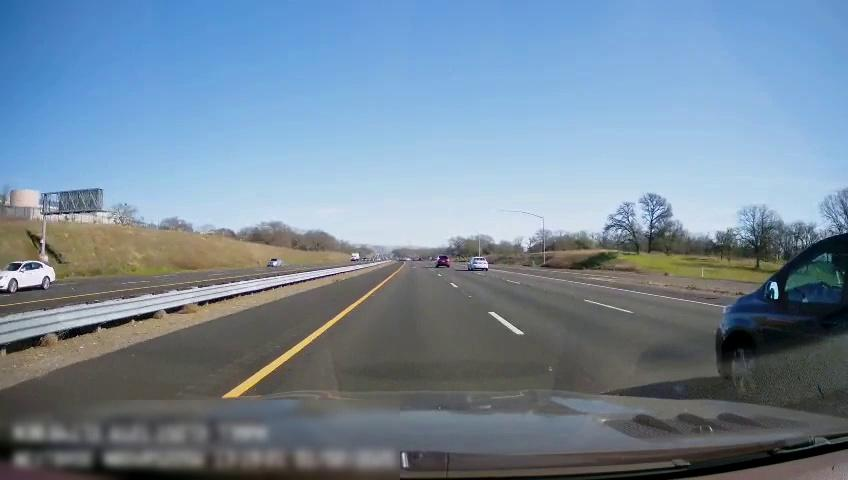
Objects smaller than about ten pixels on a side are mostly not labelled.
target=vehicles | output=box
[434,255,449,268]
[266,258,283,268]
[467,256,488,271]
[0,260,56,294]
[714,231,848,411]
[350,253,359,261]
